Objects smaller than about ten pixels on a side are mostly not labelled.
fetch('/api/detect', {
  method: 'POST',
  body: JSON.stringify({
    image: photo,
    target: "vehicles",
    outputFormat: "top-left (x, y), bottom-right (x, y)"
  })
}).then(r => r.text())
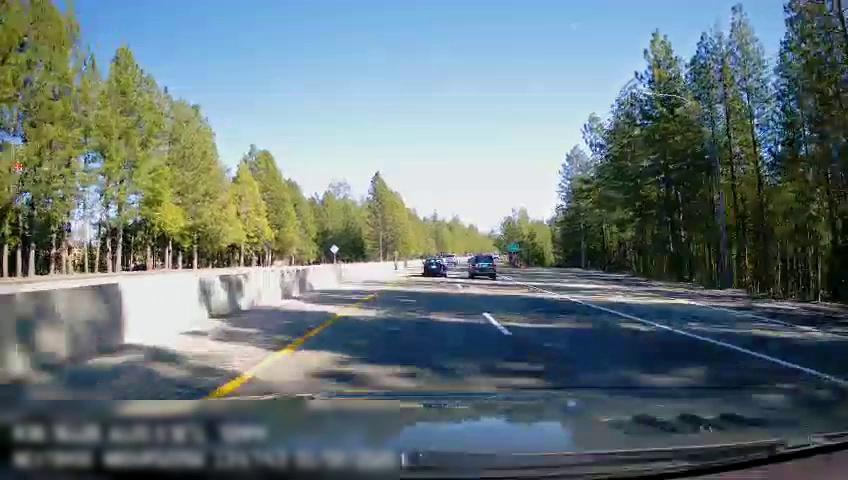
top-left (468, 256), bottom-right (496, 278)
top-left (444, 255), bottom-right (457, 265)
top-left (422, 258), bottom-right (448, 278)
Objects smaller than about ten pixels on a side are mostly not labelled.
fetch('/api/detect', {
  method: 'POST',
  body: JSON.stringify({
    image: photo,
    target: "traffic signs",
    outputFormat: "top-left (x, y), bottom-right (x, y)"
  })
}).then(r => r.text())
top-left (506, 243), bottom-right (523, 253)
